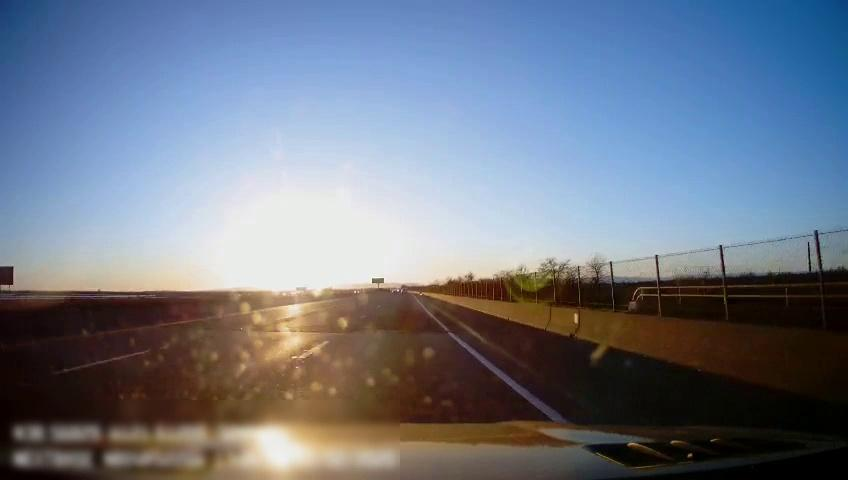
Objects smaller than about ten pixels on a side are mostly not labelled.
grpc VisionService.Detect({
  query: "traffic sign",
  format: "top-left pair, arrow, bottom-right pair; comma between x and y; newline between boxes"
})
372,278 -> 384,284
